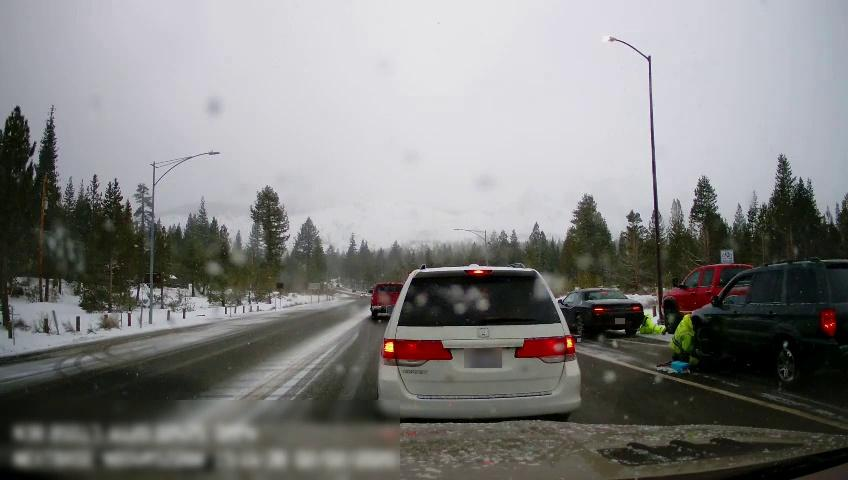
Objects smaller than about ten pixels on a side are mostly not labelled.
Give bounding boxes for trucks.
[661,264,753,335]
[370,282,403,319]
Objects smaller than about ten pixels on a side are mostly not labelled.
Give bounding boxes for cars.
[557,288,645,337]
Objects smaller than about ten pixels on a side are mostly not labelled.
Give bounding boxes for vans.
[377,264,585,423]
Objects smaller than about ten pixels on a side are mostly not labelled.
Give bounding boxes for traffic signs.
[720,249,735,264]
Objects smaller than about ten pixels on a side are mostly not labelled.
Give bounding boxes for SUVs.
[688,259,848,388]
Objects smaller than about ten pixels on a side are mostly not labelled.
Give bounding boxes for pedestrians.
[669,314,709,369]
[640,316,666,335]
